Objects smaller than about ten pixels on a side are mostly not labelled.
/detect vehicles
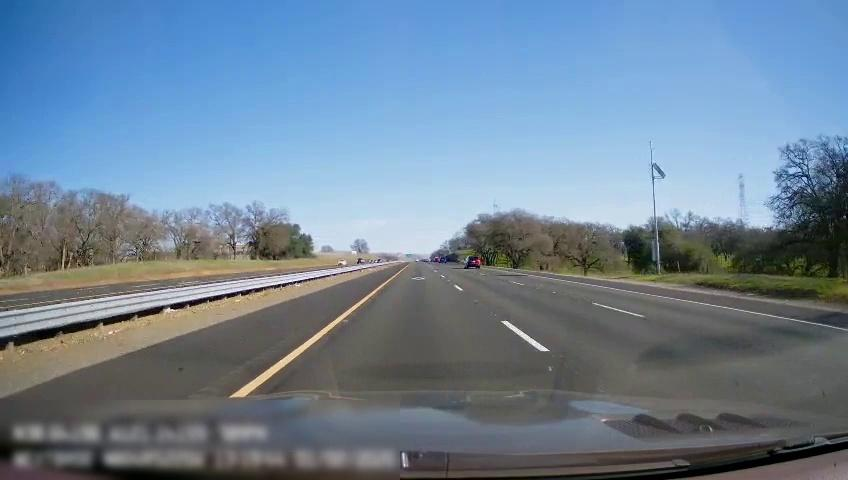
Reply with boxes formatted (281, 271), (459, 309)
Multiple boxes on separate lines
(464, 255), (481, 269)
(337, 259), (347, 266)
